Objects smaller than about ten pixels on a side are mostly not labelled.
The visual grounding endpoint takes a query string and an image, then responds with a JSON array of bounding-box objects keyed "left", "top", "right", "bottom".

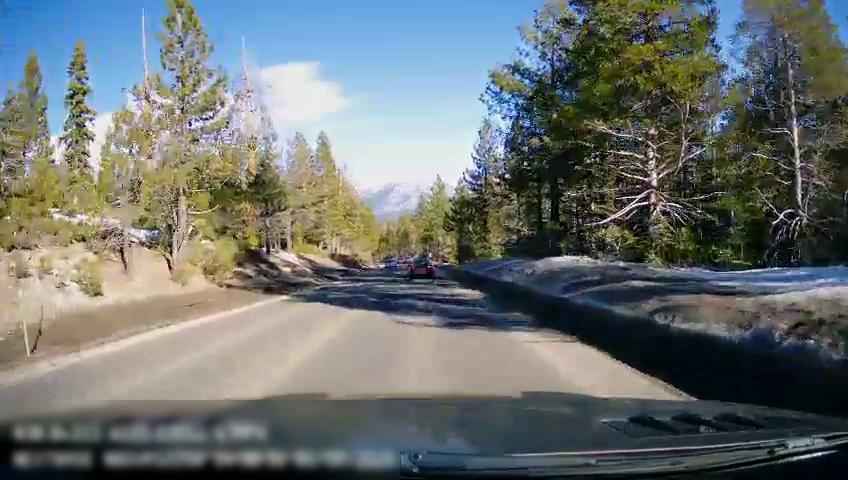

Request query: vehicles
[
  {"left": 382, "top": 256, "right": 401, "bottom": 270},
  {"left": 406, "top": 254, "right": 436, "bottom": 280}
]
